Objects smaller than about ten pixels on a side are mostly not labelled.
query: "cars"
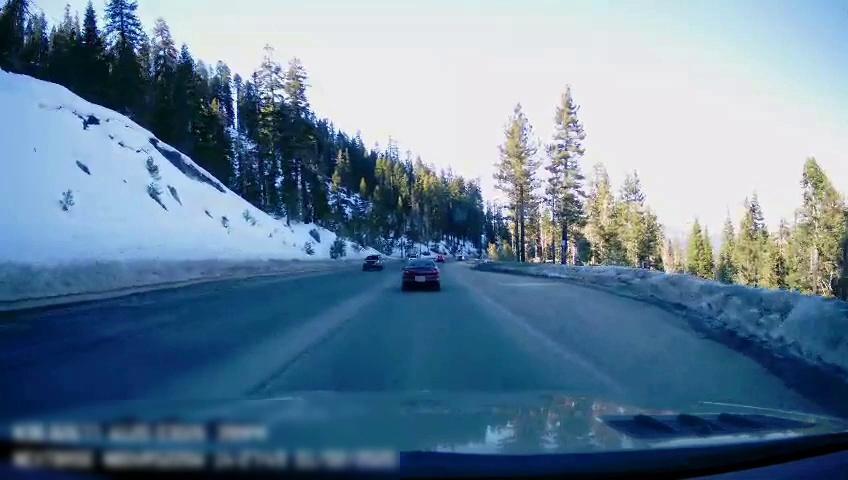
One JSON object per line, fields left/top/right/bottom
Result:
{"left": 363, "top": 254, "right": 384, "bottom": 270}
{"left": 401, "top": 258, "right": 443, "bottom": 292}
